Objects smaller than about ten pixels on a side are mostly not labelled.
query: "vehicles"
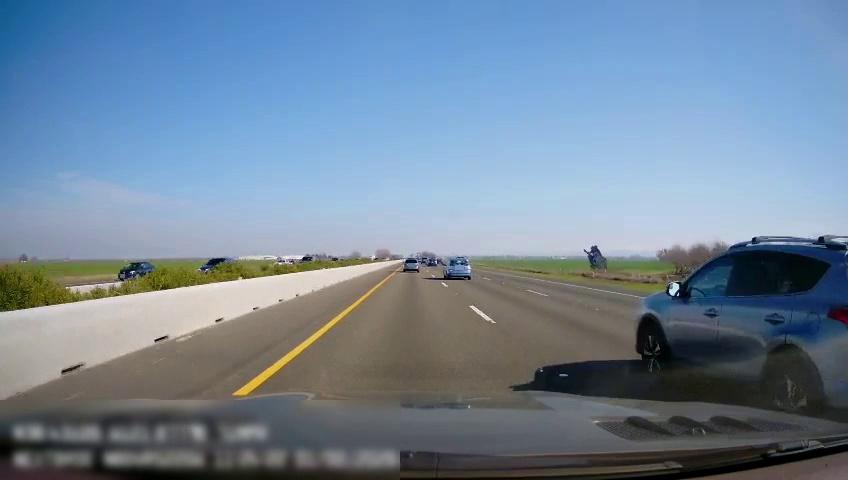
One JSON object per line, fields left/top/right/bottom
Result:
{"left": 442, "top": 257, "right": 473, "bottom": 281}
{"left": 633, "top": 235, "right": 848, "bottom": 418}
{"left": 199, "top": 257, "right": 234, "bottom": 274}
{"left": 298, "top": 255, "right": 319, "bottom": 263}
{"left": 118, "top": 262, "right": 156, "bottom": 282}
{"left": 402, "top": 258, "right": 420, "bottom": 273}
